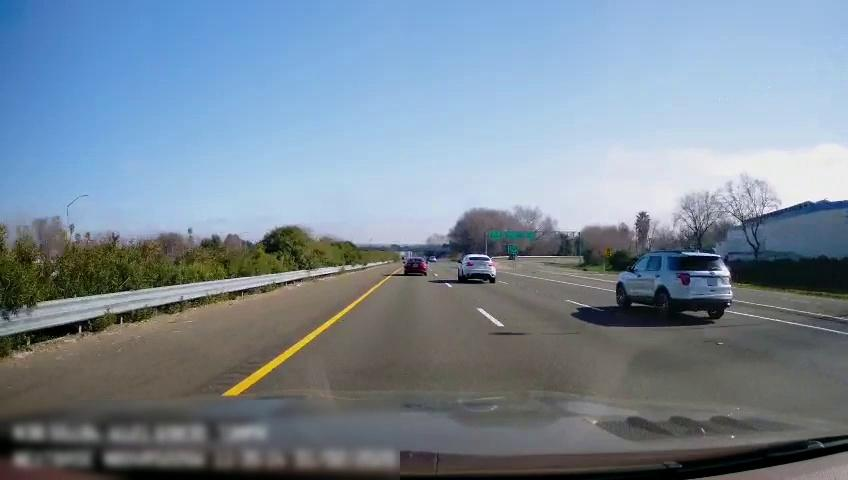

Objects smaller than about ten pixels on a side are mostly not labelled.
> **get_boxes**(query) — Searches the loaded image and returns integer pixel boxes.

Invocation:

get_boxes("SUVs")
[455,253,496,285]
[615,252,734,320]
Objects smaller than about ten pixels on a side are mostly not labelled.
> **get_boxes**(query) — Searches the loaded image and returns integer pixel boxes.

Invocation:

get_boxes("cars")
[403,256,428,276]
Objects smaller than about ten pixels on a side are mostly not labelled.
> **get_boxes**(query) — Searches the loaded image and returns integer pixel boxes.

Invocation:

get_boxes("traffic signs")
[486,231,504,240]
[520,231,536,239]
[603,246,612,257]
[504,231,520,239]
[506,244,518,255]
